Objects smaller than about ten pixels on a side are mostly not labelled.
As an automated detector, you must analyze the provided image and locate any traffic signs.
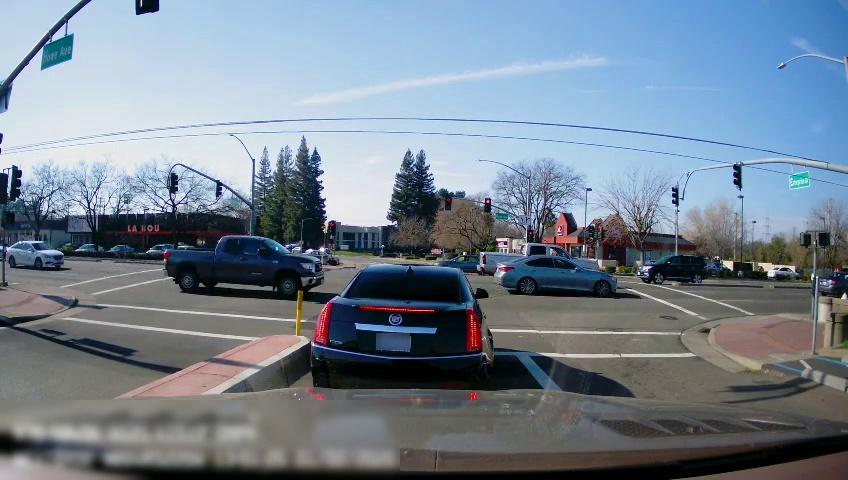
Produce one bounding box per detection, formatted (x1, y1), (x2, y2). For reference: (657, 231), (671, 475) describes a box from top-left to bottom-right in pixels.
(496, 213), (508, 220)
(40, 33), (75, 70)
(789, 171), (811, 189)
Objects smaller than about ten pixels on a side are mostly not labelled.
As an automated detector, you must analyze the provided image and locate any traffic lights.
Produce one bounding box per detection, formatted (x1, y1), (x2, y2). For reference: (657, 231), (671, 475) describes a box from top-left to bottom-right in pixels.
(216, 180), (223, 197)
(670, 187), (679, 206)
(815, 232), (831, 248)
(732, 162), (742, 188)
(328, 221), (336, 234)
(799, 232), (814, 248)
(135, 0), (160, 16)
(484, 198), (491, 213)
(2, 211), (15, 226)
(588, 226), (595, 239)
(170, 173), (179, 193)
(527, 229), (534, 242)
(10, 165), (23, 203)
(0, 173), (9, 205)
(600, 226), (606, 239)
(445, 196), (452, 211)
(0, 132), (5, 153)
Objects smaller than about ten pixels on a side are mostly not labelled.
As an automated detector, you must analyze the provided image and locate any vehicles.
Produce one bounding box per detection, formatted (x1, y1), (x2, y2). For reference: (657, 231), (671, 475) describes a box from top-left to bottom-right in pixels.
(145, 244), (176, 257)
(6, 240), (64, 270)
(815, 272), (848, 298)
(477, 243), (600, 275)
(639, 256), (710, 285)
(76, 244), (103, 254)
(162, 235), (325, 298)
(177, 245), (195, 249)
(440, 255), (480, 273)
(494, 256), (618, 299)
(106, 245), (131, 256)
(310, 263), (495, 391)
(0, 245), (7, 259)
